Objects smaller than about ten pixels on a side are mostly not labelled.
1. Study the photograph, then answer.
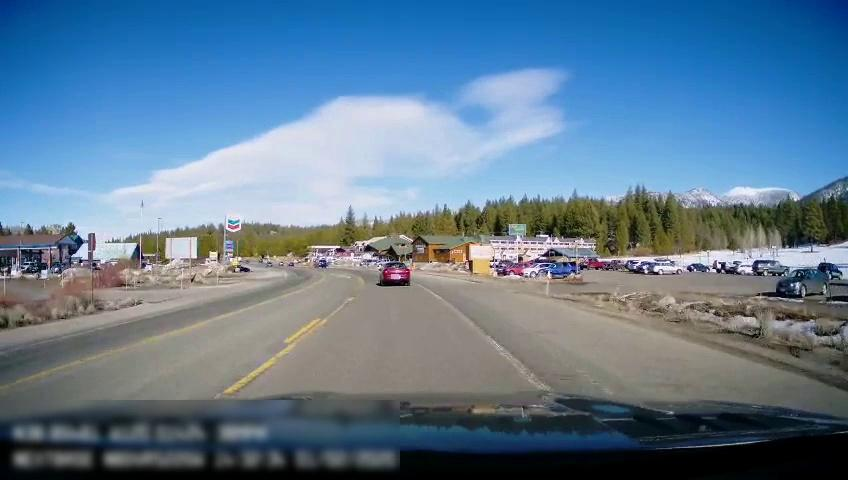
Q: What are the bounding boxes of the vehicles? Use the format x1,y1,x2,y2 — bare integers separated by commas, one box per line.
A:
626,261,643,271
540,262,580,279
635,262,654,274
776,268,831,299
378,262,411,284
733,262,753,276
20,261,42,273
687,263,711,272
608,260,622,271
502,262,537,276
521,262,555,279
32,262,48,275
712,260,733,274
229,264,251,273
751,259,791,276
724,260,746,274
651,262,681,276
580,259,608,271
316,260,328,268
818,262,844,280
